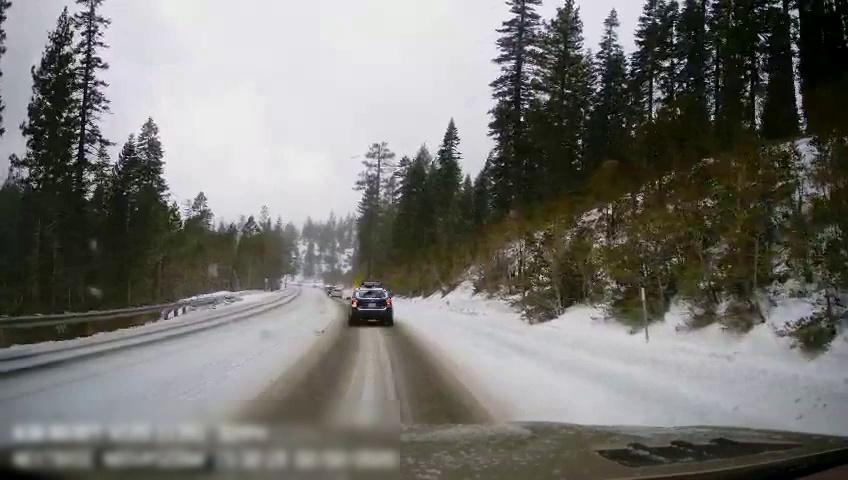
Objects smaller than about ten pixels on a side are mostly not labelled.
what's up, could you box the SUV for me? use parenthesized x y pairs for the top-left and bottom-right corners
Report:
(346, 281), (395, 328)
